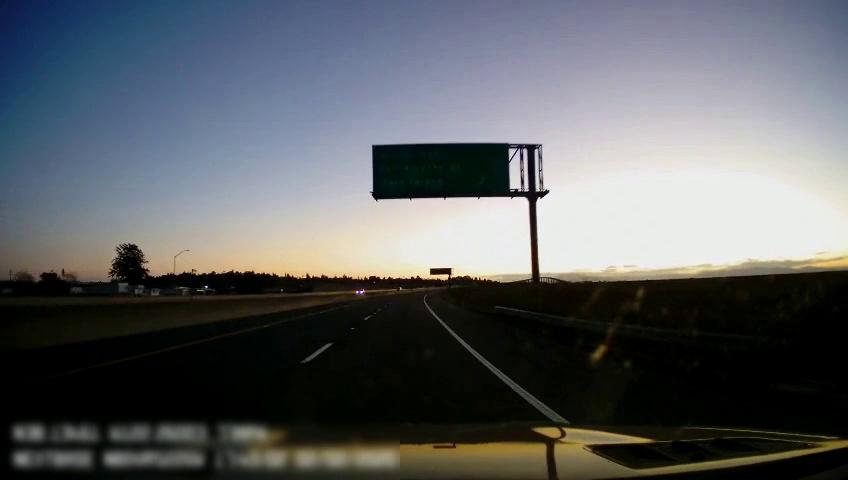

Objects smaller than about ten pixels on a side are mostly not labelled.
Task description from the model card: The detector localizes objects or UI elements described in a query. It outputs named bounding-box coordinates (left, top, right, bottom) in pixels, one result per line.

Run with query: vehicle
left=355, top=288, right=366, bottom=295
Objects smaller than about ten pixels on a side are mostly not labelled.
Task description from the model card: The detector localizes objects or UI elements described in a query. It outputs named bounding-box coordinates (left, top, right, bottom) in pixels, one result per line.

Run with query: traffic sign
left=371, top=142, right=511, bottom=200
